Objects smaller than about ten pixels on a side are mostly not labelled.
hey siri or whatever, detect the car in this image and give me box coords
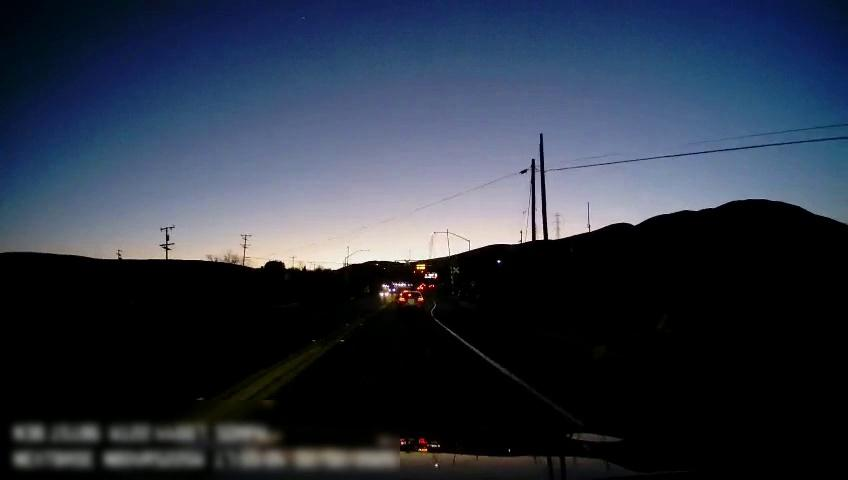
[401,290,425,308]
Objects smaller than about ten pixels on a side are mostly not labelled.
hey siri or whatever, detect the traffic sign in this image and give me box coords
[449,264,460,285]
